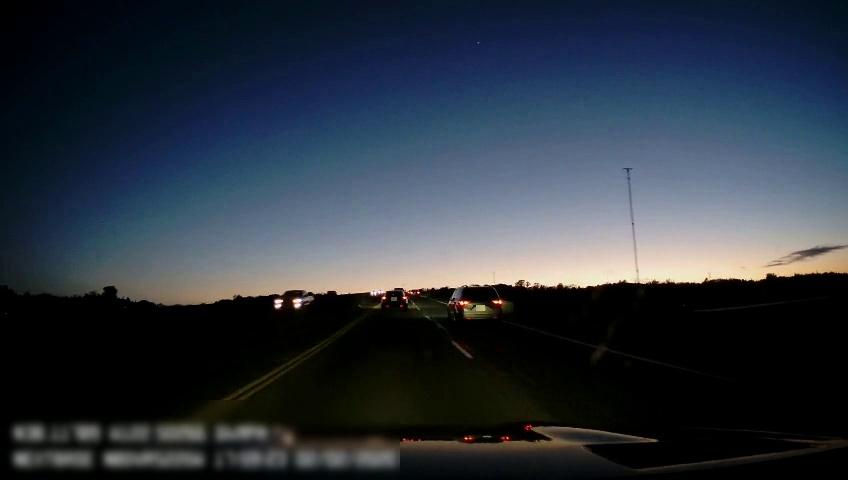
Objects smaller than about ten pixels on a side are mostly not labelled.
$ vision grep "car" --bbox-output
[382,290,407,310]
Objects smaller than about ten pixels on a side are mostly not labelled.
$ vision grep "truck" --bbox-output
[273,290,315,312]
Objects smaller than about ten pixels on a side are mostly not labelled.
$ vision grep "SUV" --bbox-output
[447,285,504,323]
